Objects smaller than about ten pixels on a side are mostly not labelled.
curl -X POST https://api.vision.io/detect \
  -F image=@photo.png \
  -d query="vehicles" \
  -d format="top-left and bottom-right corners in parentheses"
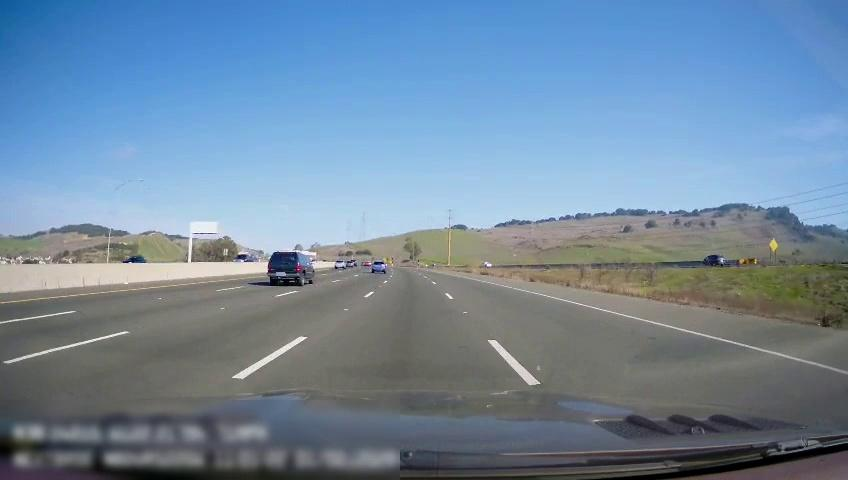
top-left (232, 254), bottom-right (256, 264)
top-left (121, 255), bottom-right (147, 264)
top-left (267, 250), bottom-right (316, 287)
top-left (480, 261), bottom-right (493, 269)
top-left (702, 254), bottom-right (725, 268)
top-left (334, 260), bottom-right (347, 270)
top-left (371, 260), bottom-right (387, 275)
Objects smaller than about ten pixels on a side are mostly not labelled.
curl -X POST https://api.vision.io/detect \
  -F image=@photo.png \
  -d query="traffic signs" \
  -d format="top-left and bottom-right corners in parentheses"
top-left (767, 237), bottom-right (780, 253)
